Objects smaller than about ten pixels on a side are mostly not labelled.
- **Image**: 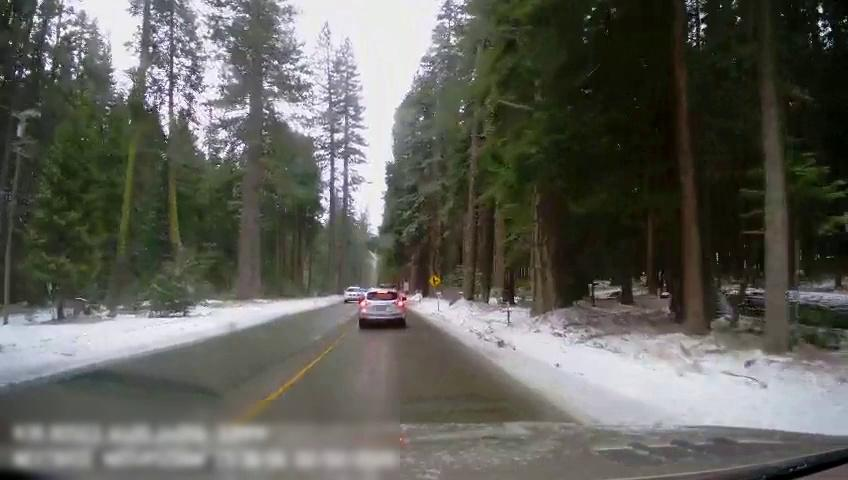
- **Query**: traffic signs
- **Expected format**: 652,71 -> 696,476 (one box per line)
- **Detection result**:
428,274 -> 442,287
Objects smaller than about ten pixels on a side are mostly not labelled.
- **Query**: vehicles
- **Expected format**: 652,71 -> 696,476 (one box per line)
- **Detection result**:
343,286 -> 366,304
377,282 -> 395,291
358,287 -> 407,329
